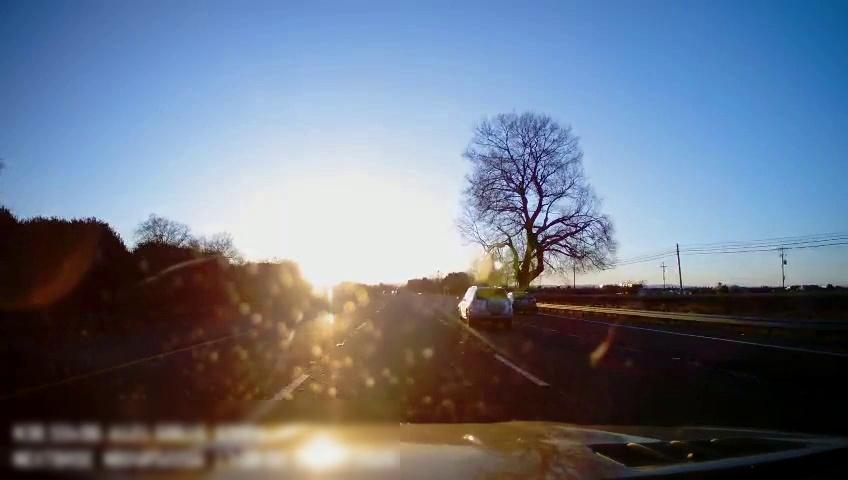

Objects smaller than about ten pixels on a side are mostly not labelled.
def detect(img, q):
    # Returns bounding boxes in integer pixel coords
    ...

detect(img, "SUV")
[458,286,515,329]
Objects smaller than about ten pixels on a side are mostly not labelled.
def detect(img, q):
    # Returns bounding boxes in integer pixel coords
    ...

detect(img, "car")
[507,291,537,316]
